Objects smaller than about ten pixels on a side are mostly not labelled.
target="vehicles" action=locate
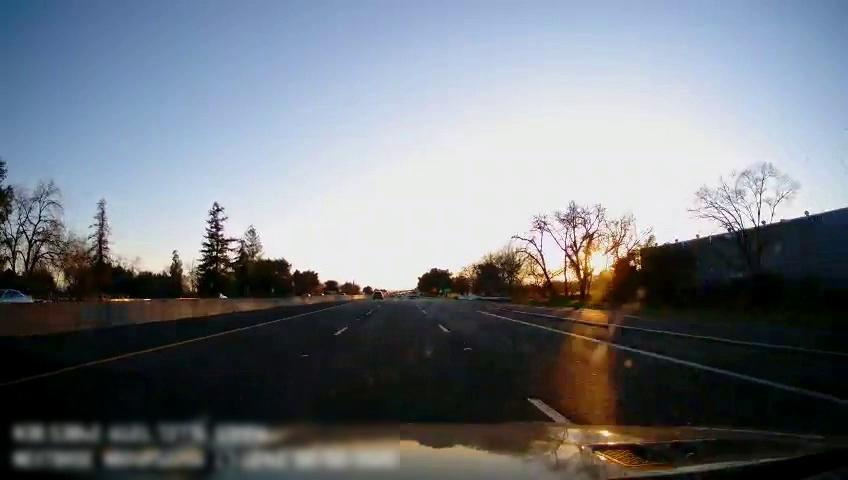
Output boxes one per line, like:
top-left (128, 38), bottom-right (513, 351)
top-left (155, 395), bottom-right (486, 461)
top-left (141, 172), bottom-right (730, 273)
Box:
top-left (0, 288), bottom-right (35, 305)
top-left (372, 290), bottom-right (384, 300)
top-left (409, 289), bottom-right (421, 299)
